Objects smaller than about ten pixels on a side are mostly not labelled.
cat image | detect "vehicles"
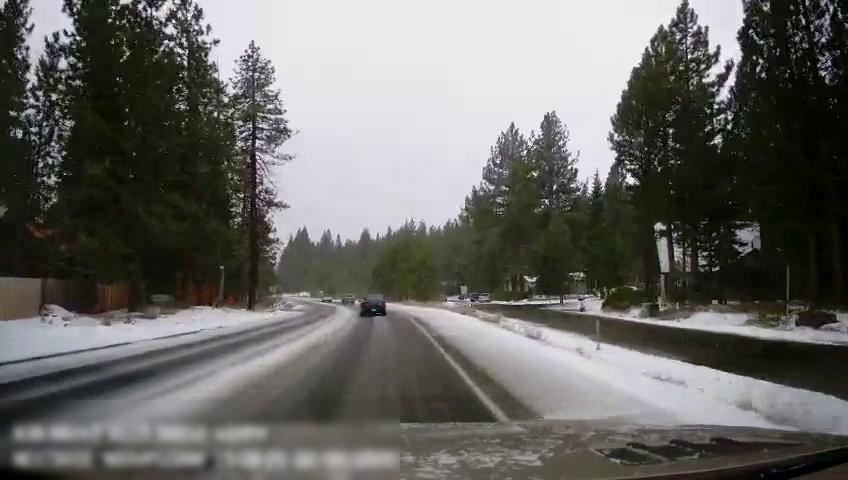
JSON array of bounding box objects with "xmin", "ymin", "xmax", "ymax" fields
[
  {"xmin": 359, "ymin": 295, "xmax": 387, "ymax": 317},
  {"xmin": 478, "ymin": 292, "xmax": 491, "ymax": 303},
  {"xmin": 458, "ymin": 291, "xmax": 475, "ymax": 301},
  {"xmin": 341, "ymin": 293, "xmax": 355, "ymax": 305},
  {"xmin": 320, "ymin": 293, "xmax": 333, "ymax": 303},
  {"xmin": 469, "ymin": 292, "xmax": 481, "ymax": 303}
]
